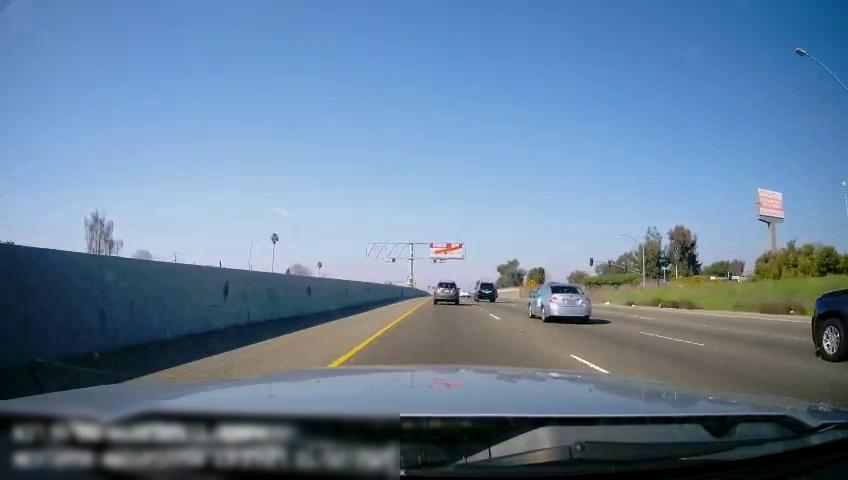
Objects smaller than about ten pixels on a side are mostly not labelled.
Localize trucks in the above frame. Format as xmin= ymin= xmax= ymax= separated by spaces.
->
xmin=474 ymin=281 xmax=496 ymax=303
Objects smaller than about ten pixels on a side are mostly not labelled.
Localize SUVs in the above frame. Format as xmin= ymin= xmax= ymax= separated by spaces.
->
xmin=811 ymin=288 xmax=848 ymax=363
xmin=433 ymin=280 xmax=462 ymax=305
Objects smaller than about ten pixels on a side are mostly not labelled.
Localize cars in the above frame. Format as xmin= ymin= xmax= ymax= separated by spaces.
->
xmin=528 ymin=283 xmax=592 ymax=322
